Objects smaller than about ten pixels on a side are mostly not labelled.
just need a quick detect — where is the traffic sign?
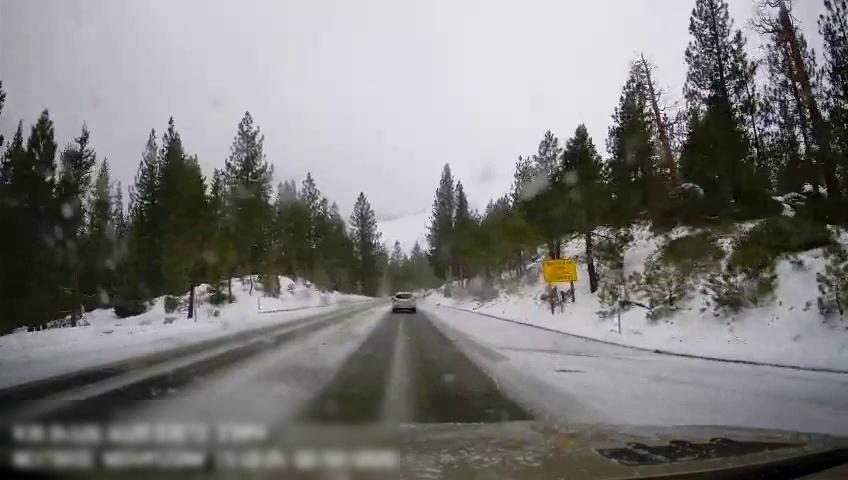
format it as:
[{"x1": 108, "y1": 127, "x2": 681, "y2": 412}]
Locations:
[{"x1": 542, "y1": 259, "x2": 578, "y2": 284}]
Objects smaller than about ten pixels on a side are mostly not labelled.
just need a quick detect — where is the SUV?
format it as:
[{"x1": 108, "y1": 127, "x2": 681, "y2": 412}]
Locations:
[{"x1": 390, "y1": 290, "x2": 418, "y2": 314}]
